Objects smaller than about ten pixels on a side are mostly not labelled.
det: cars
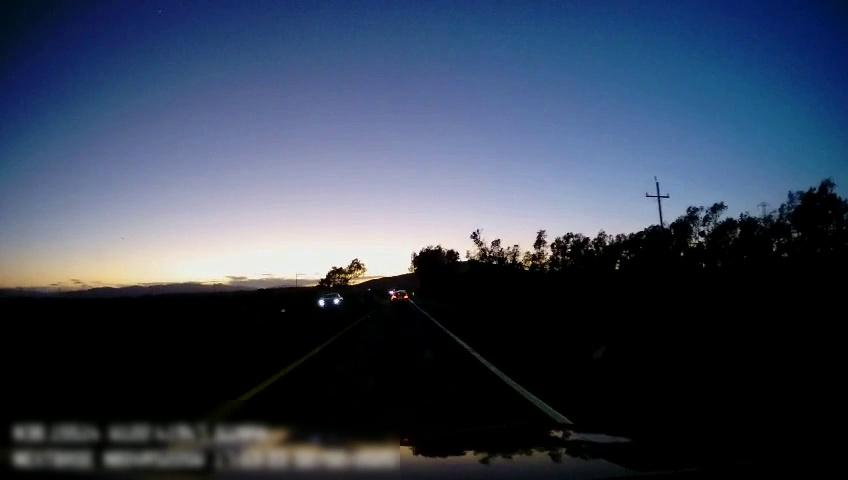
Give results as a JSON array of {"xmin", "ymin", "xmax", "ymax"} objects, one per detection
[
  {"xmin": 317, "ymin": 292, "xmax": 345, "ymax": 309},
  {"xmin": 391, "ymin": 289, "xmax": 409, "ymax": 305}
]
